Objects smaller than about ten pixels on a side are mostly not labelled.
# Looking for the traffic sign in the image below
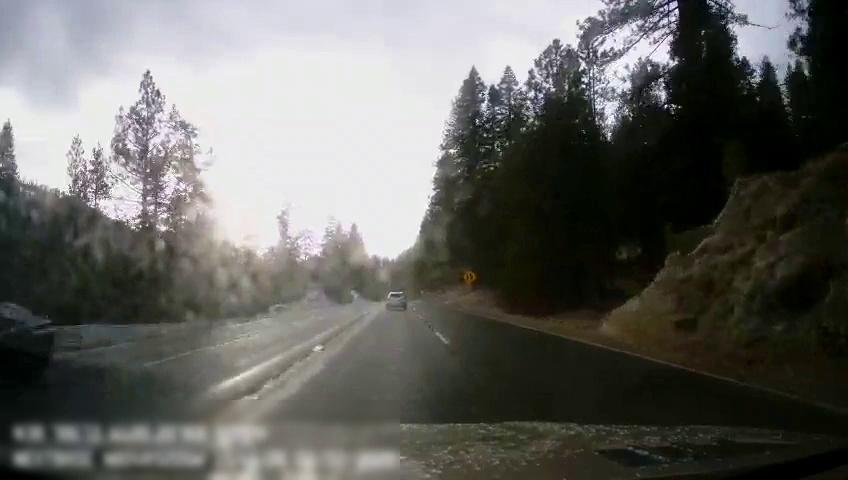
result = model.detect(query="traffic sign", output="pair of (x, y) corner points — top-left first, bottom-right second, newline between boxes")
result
(461, 270), (478, 284)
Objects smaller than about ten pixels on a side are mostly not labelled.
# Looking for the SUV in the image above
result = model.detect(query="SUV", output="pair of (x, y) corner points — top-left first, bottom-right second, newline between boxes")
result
(385, 291), (408, 310)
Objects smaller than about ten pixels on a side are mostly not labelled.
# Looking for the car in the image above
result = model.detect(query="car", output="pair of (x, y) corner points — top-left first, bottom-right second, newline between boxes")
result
(0, 299), (57, 357)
